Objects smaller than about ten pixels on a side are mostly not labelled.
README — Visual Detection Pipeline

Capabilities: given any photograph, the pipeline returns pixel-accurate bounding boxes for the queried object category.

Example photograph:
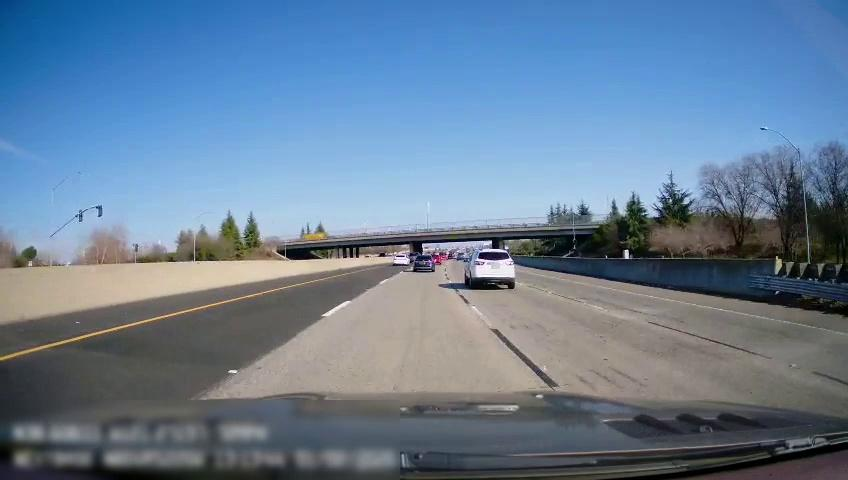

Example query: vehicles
[462,248,517,290]
[392,252,410,266]
[408,252,420,264]
[413,256,435,273]
[430,254,442,265]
